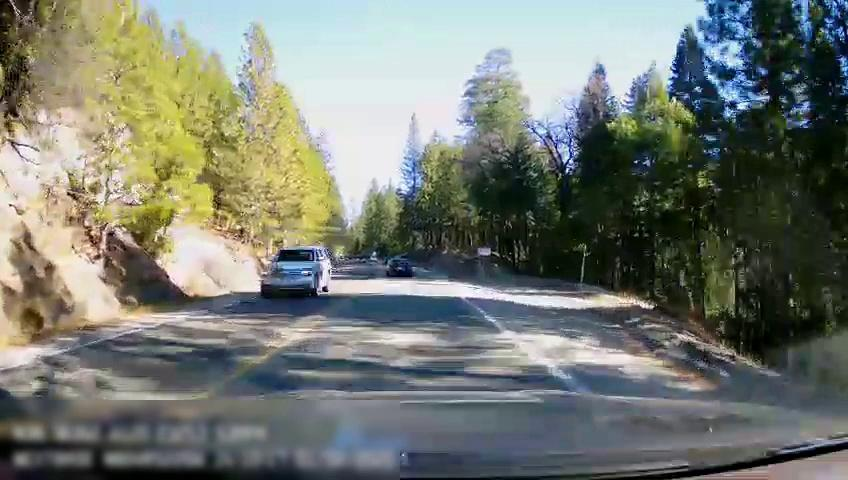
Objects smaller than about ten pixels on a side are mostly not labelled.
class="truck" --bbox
[259,246,329,297]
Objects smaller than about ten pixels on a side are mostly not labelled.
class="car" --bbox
[385,256,413,278]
